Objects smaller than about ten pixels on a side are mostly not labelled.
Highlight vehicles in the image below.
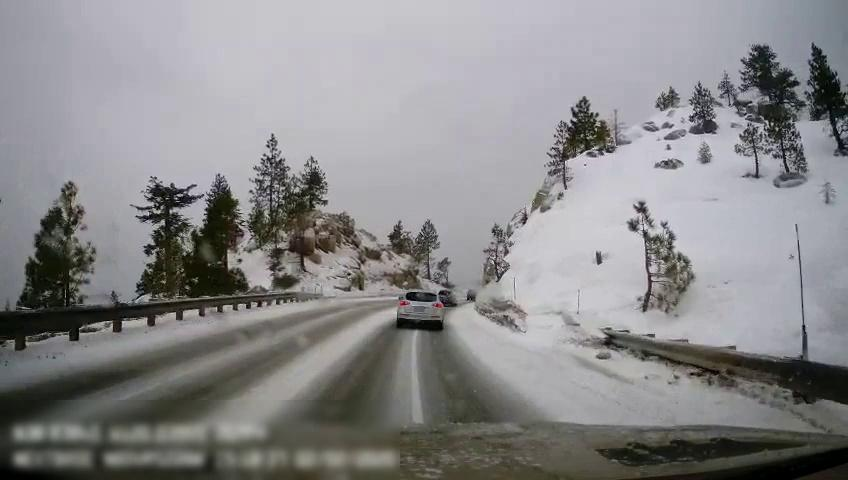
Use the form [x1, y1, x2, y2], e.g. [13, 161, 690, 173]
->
[438, 290, 458, 307]
[396, 291, 444, 329]
[466, 288, 478, 301]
